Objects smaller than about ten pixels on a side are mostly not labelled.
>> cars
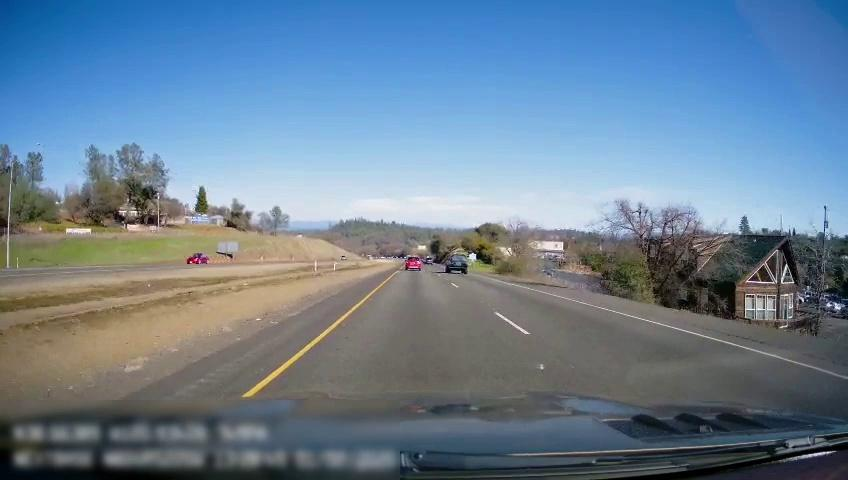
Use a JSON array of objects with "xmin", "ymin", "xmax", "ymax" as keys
[{"xmin": 185, "ymin": 252, "xmax": 211, "ymax": 265}]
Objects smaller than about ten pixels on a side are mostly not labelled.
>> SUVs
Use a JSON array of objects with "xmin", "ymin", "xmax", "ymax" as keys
[
  {"xmin": 404, "ymin": 255, "xmax": 424, "ymax": 272},
  {"xmin": 444, "ymin": 254, "xmax": 468, "ymax": 274}
]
